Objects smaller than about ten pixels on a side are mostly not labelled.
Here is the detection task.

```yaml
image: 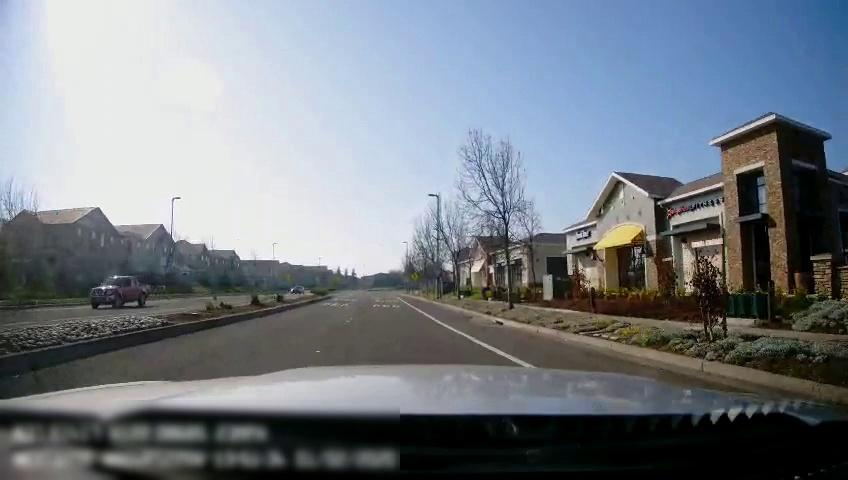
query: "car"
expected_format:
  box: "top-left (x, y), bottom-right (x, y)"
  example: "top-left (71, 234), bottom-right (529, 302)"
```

top-left (290, 285), bottom-right (305, 295)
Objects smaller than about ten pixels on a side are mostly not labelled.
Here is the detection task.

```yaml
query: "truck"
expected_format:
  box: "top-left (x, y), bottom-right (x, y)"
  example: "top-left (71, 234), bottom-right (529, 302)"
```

top-left (89, 275), bottom-right (152, 311)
